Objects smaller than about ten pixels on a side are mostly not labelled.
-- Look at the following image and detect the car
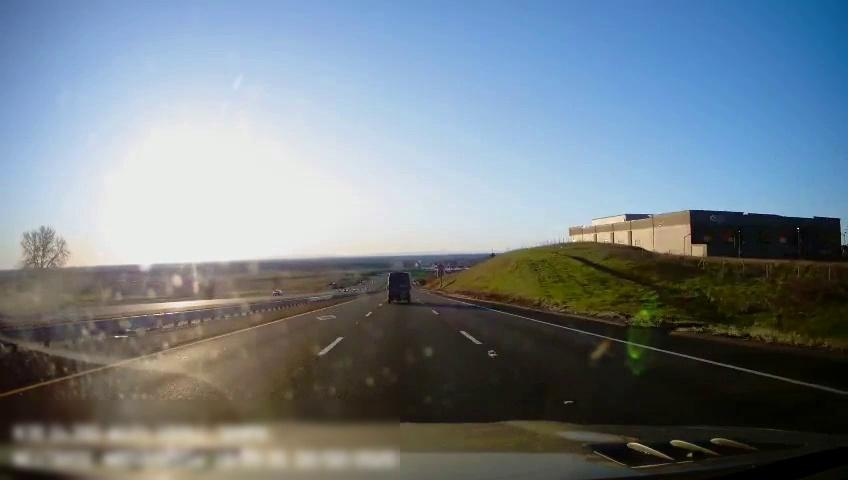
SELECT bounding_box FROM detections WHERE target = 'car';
[273,289,283,297]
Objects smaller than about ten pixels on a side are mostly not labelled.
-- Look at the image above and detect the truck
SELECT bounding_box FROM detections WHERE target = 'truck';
[388,272,411,304]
